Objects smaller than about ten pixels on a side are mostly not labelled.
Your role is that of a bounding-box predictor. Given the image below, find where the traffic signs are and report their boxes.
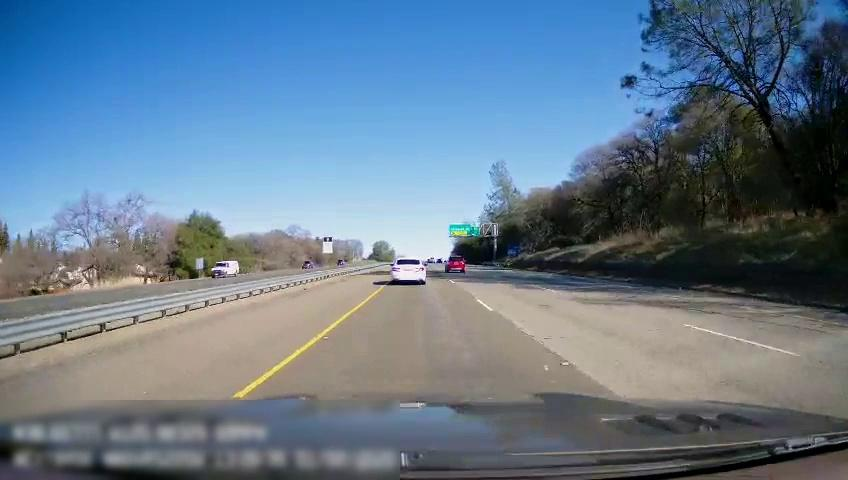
[321,235,334,254]
[506,247,521,256]
[449,223,481,239]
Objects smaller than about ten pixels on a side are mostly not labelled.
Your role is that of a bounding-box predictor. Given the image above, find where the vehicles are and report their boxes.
[212,261,239,279]
[444,255,467,273]
[300,261,314,271]
[389,257,427,287]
